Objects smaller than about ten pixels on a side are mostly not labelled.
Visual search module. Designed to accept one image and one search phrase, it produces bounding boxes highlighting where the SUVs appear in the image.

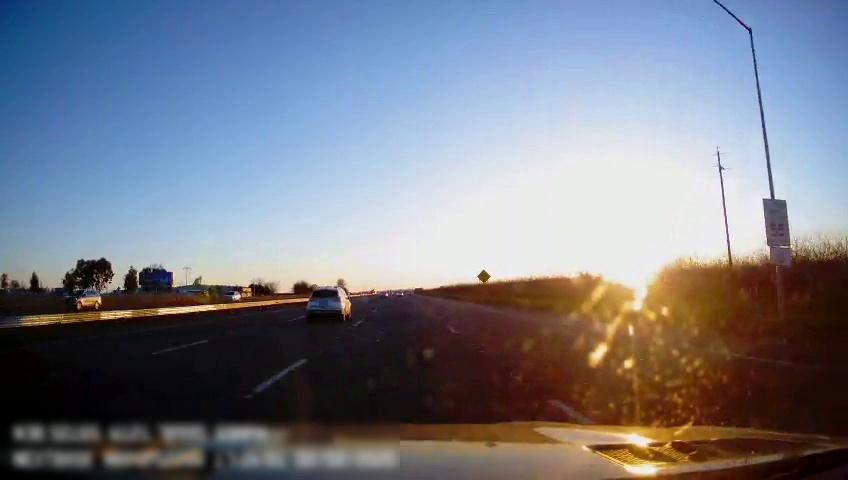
[64,289,102,313]
[223,290,243,303]
[306,286,353,323]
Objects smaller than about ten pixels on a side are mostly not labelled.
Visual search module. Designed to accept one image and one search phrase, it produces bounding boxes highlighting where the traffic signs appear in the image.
[762,198,793,247]
[769,247,793,266]
[476,269,493,285]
